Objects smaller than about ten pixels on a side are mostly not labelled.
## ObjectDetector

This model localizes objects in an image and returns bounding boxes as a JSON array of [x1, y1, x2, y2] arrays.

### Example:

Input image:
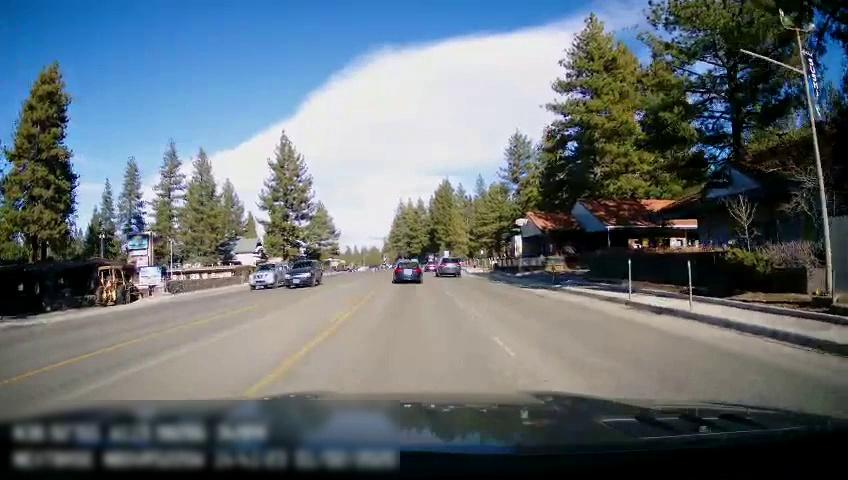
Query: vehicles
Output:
[[424, 260, 438, 271], [393, 260, 422, 284], [249, 263, 283, 291], [437, 257, 463, 278], [286, 260, 323, 289]]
